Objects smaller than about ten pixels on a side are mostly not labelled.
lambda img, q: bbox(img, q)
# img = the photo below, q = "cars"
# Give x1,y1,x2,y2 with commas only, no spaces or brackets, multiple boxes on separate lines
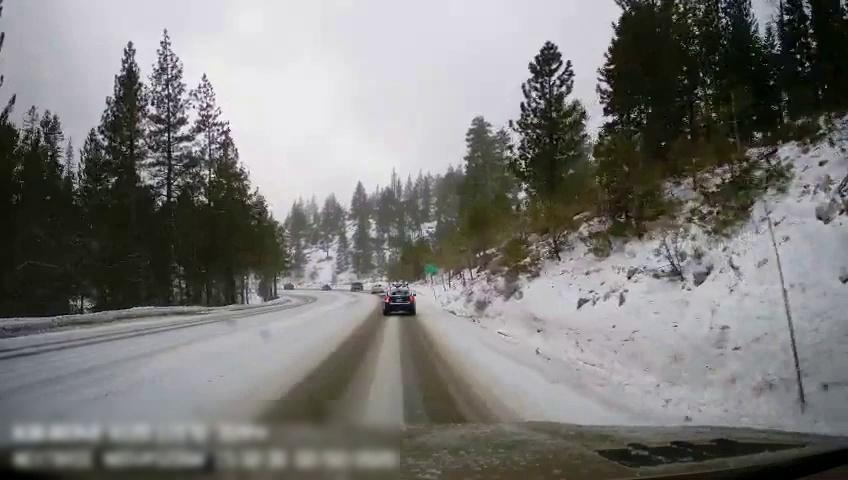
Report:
369,284,385,294
383,284,417,316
